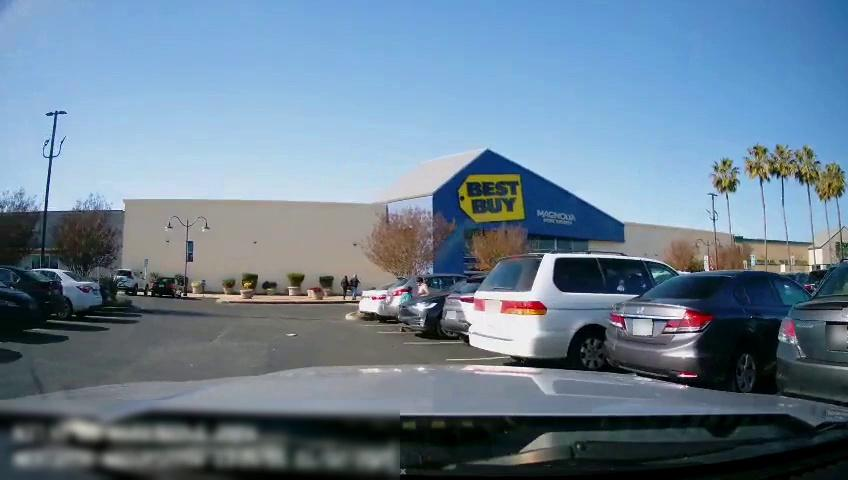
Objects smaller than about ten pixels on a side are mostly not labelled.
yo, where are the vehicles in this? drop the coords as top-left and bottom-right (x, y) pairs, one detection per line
(799, 268), (848, 310)
(439, 276), (539, 347)
(0, 265), (64, 325)
(0, 279), (41, 335)
(606, 271), (835, 392)
(8, 268), (103, 321)
(381, 274), (484, 325)
(359, 282), (431, 321)
(113, 269), (149, 297)
(768, 271), (812, 289)
(398, 282), (521, 338)
(468, 253), (712, 372)
(151, 276), (182, 298)
(774, 263), (848, 408)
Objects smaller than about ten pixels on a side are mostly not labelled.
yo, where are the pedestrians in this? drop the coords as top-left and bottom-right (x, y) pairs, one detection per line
(349, 273), (360, 301)
(400, 285), (418, 308)
(341, 275), (350, 303)
(415, 276), (432, 302)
